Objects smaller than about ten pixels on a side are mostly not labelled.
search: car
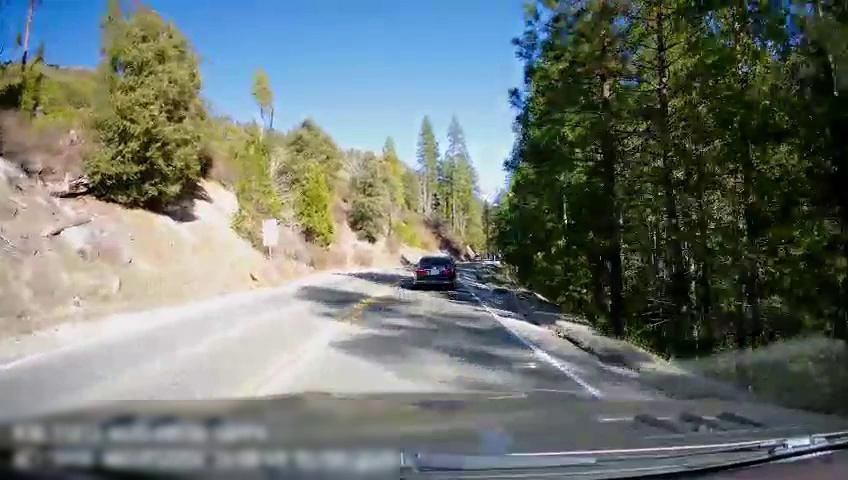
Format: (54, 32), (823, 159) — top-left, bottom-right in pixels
(414, 254), (457, 291)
